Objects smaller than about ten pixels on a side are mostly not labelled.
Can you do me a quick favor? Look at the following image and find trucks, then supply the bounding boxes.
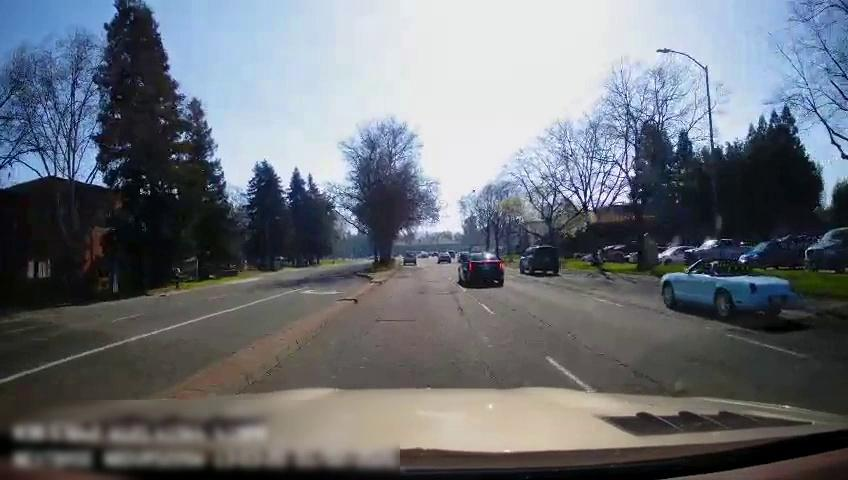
[403,252,416,265]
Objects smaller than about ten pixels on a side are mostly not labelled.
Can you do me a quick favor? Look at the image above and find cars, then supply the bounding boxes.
[437,252,451,263]
[659,254,796,322]
[458,252,506,286]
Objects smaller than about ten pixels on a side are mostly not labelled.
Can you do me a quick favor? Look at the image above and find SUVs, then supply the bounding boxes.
[518,245,560,276]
